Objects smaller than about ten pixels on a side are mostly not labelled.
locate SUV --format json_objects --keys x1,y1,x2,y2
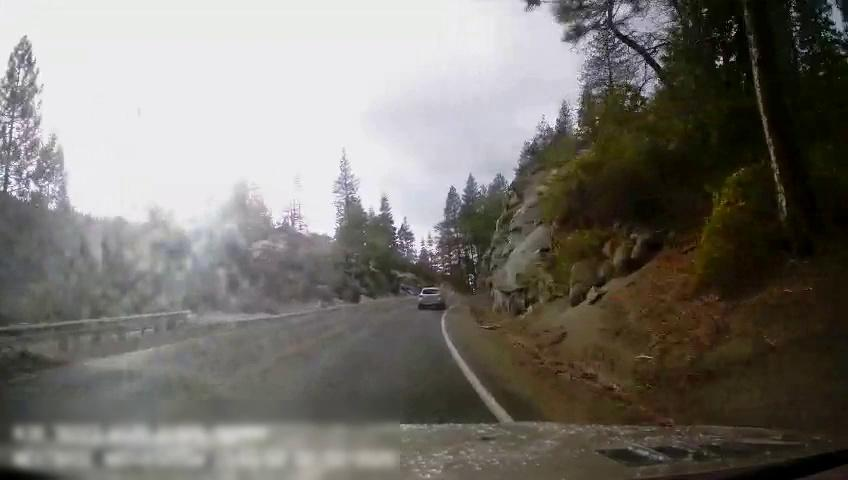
[{"x1": 417, "y1": 286, "x2": 446, "y2": 310}]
